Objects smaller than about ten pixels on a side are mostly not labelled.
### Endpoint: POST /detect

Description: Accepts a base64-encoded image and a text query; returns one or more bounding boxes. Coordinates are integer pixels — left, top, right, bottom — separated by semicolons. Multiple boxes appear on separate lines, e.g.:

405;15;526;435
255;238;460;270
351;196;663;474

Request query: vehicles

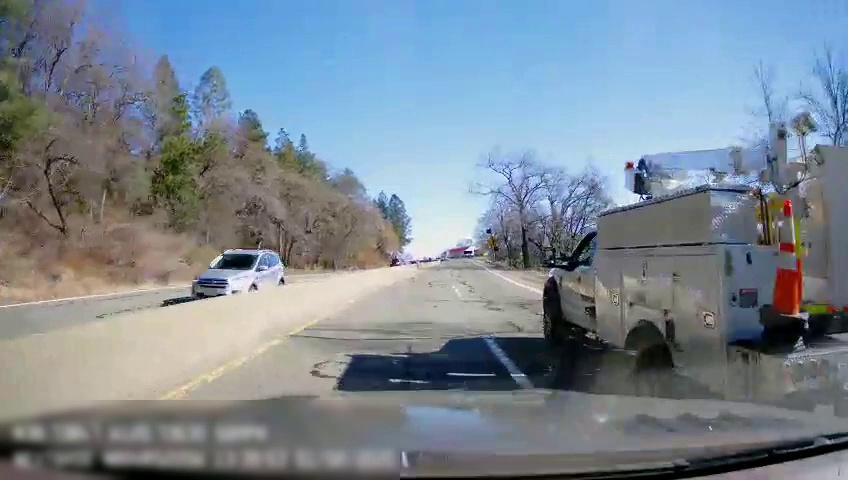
541;109;848;417
190;248;287;299
389;255;402;267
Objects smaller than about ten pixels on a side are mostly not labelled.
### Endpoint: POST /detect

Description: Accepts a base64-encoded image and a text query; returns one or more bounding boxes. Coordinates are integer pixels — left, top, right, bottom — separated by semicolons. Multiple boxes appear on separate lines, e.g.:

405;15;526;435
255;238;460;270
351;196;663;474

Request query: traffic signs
487;236;498;249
